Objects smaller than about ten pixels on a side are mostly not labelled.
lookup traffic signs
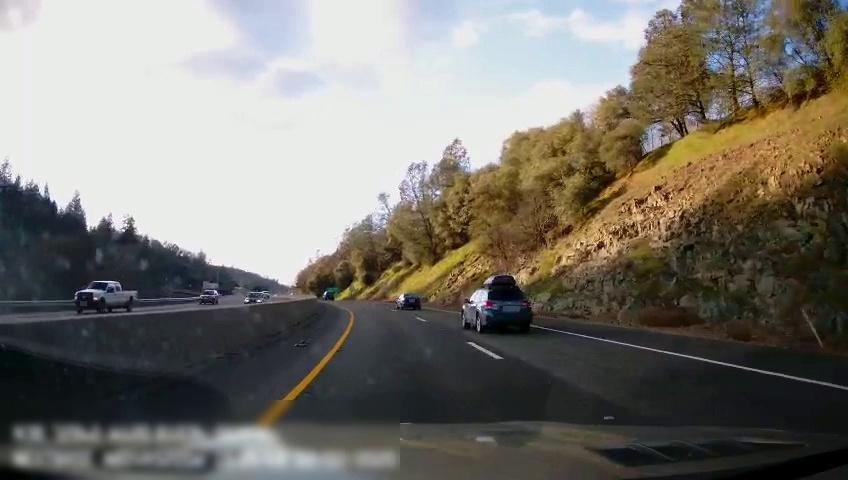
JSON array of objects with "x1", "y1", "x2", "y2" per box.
[{"x1": 325, "y1": 287, "x2": 338, "y2": 293}]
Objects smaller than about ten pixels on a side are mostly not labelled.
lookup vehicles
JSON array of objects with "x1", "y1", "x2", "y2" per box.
[
  {"x1": 243, "y1": 291, "x2": 265, "y2": 304},
  {"x1": 461, "y1": 275, "x2": 535, "y2": 334},
  {"x1": 198, "y1": 289, "x2": 219, "y2": 305},
  {"x1": 322, "y1": 291, "x2": 335, "y2": 302},
  {"x1": 395, "y1": 293, "x2": 421, "y2": 311},
  {"x1": 73, "y1": 279, "x2": 139, "y2": 314}
]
